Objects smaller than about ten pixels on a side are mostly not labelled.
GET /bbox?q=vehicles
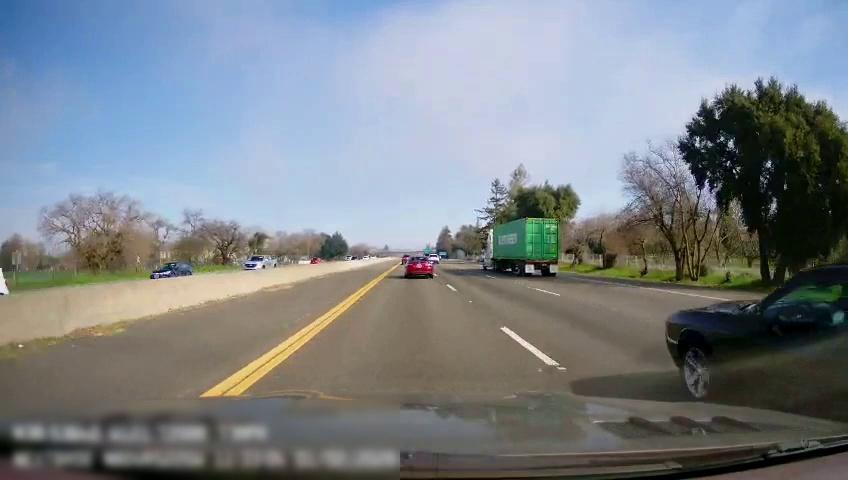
[243,255,279,271]
[664,262,848,424]
[481,217,561,278]
[405,258,434,279]
[149,261,193,280]
[0,267,11,296]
